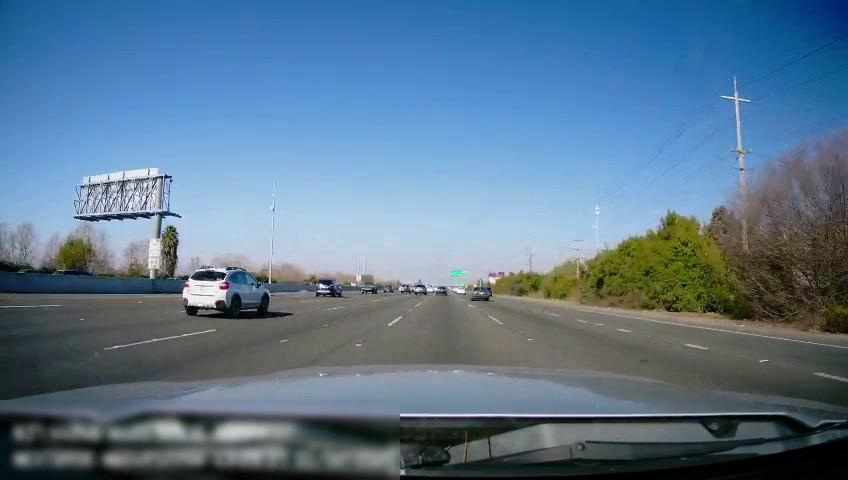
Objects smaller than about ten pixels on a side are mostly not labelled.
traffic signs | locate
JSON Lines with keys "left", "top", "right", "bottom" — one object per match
{"left": 450, "top": 270, "right": 469, "bottom": 278}
{"left": 147, "top": 237, "right": 163, "bottom": 270}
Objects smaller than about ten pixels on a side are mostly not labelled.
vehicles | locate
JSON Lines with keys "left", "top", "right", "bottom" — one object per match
{"left": 182, "top": 265, "right": 272, "bottom": 319}
{"left": 400, "top": 283, "right": 411, "bottom": 293}
{"left": 383, "top": 284, "right": 394, "bottom": 293}
{"left": 469, "top": 286, "right": 490, "bottom": 301}
{"left": 165, "top": 276, "right": 184, "bottom": 281}
{"left": 456, "top": 287, "right": 467, "bottom": 295}
{"left": 315, "top": 278, "right": 342, "bottom": 297}
{"left": 414, "top": 284, "right": 427, "bottom": 295}
{"left": 361, "top": 281, "right": 377, "bottom": 294}
{"left": 436, "top": 286, "right": 448, "bottom": 296}
{"left": 50, "top": 269, "right": 94, "bottom": 278}
{"left": 16, "top": 268, "right": 44, "bottom": 275}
